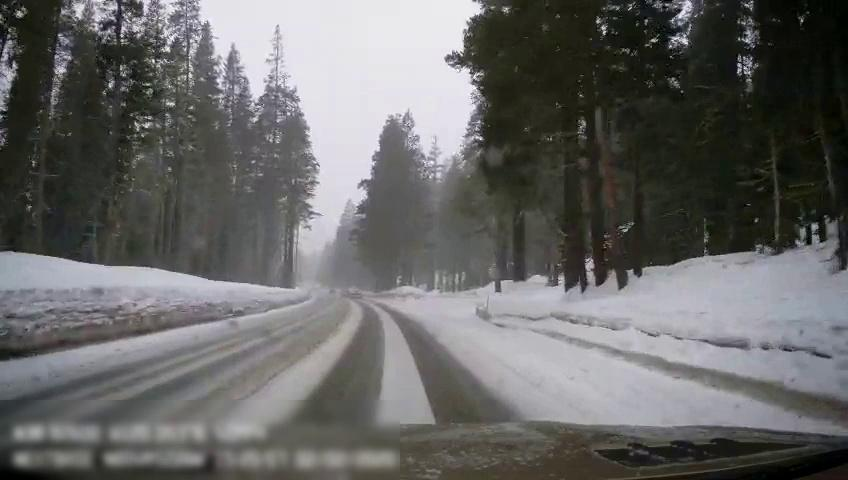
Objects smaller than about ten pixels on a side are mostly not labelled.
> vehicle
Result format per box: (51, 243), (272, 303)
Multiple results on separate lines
(348, 288), (363, 300)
